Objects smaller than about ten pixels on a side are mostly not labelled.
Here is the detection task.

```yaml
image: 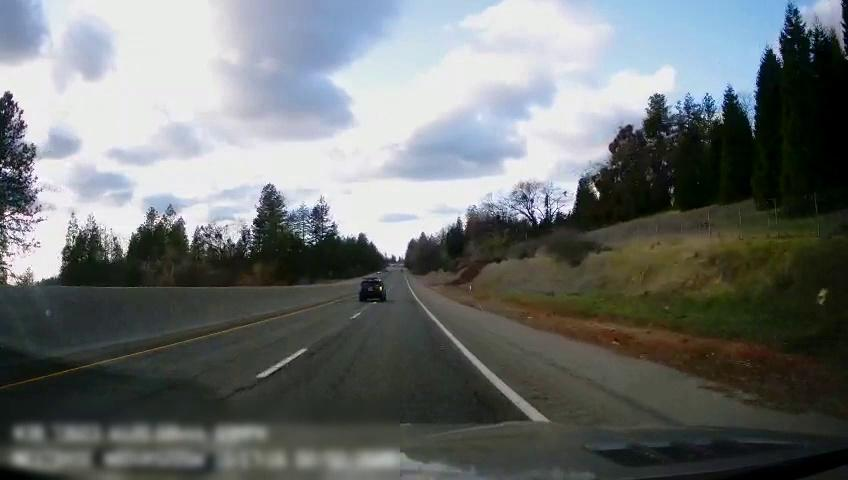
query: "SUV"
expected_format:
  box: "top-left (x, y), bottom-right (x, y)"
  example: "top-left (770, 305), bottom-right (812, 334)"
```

top-left (359, 279), bottom-right (387, 303)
